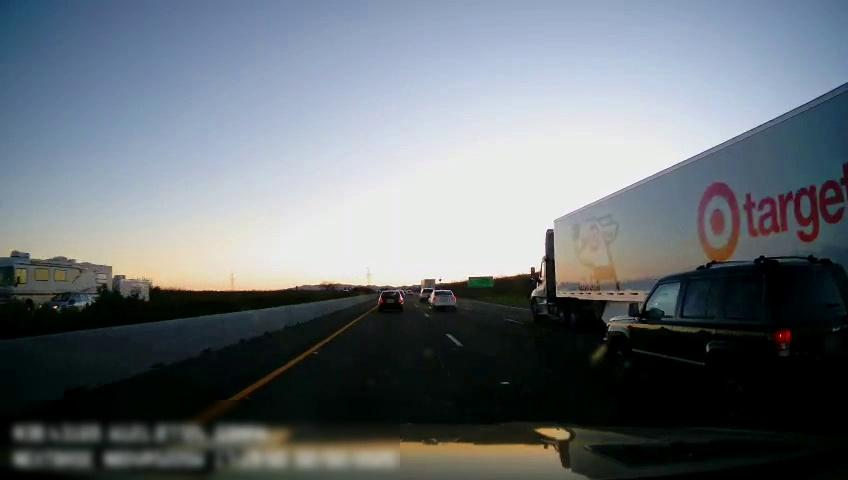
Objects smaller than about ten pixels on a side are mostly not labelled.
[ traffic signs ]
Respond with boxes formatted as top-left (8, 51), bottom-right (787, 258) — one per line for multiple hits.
top-left (468, 276), bottom-right (494, 288)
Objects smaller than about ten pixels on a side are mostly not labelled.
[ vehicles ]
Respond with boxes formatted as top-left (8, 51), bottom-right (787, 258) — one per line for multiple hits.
top-left (0, 248), bottom-right (114, 316)
top-left (528, 82), bottom-right (848, 332)
top-left (419, 287), bottom-right (435, 303)
top-left (377, 289), bottom-right (405, 313)
top-left (427, 290), bottom-right (457, 311)
top-left (39, 290), bottom-right (97, 316)
top-left (602, 253), bottom-right (848, 421)
top-left (420, 278), bottom-right (436, 292)
top-left (112, 274), bottom-right (151, 304)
